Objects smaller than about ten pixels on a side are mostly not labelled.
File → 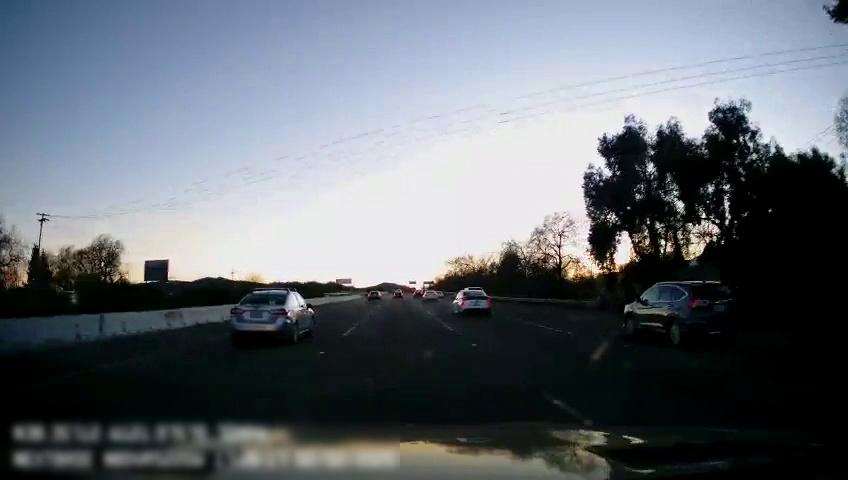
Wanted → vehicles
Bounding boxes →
[229,290,315,346]
[452,289,492,316]
[465,286,483,290]
[367,290,381,302]
[621,281,742,351]
[393,291,403,299]
[422,290,438,302]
